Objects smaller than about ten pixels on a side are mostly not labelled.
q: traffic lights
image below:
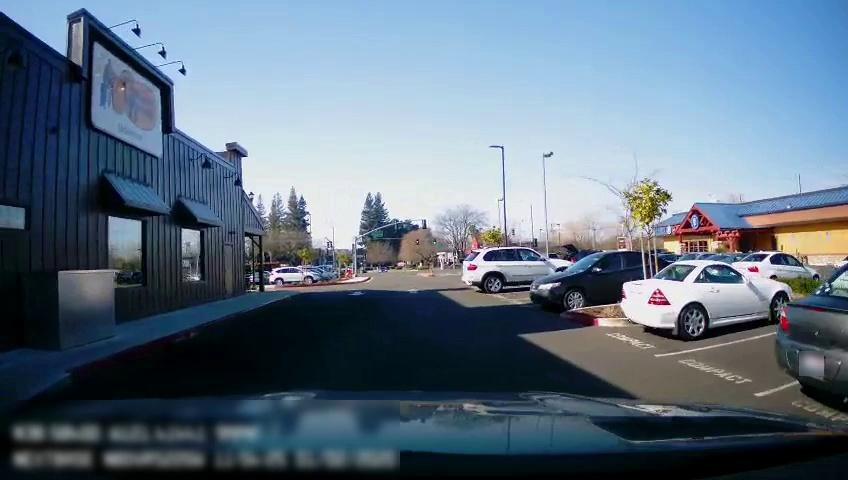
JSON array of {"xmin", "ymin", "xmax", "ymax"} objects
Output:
[{"xmin": 421, "ymin": 219, "xmax": 426, "ymax": 230}]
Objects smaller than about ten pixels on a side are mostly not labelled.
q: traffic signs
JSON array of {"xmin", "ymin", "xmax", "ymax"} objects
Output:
[{"xmin": 371, "ymin": 231, "xmax": 384, "ymax": 238}]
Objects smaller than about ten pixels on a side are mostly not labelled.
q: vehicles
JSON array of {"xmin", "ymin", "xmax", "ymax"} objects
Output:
[
  {"xmin": 655, "ymin": 248, "xmax": 682, "ymax": 264},
  {"xmin": 568, "ymin": 250, "xmax": 595, "ymax": 264},
  {"xmin": 671, "ymin": 253, "xmax": 716, "ymax": 262},
  {"xmin": 527, "ymin": 250, "xmax": 669, "ymax": 311},
  {"xmin": 703, "ymin": 250, "xmax": 757, "ymax": 265},
  {"xmin": 621, "ymin": 259, "xmax": 795, "ymax": 343},
  {"xmin": 776, "ymin": 259, "xmax": 848, "ymax": 405},
  {"xmin": 269, "ymin": 267, "xmax": 315, "ymax": 287},
  {"xmin": 731, "ymin": 250, "xmax": 822, "ymax": 281},
  {"xmin": 462, "ymin": 246, "xmax": 573, "ymax": 294}
]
